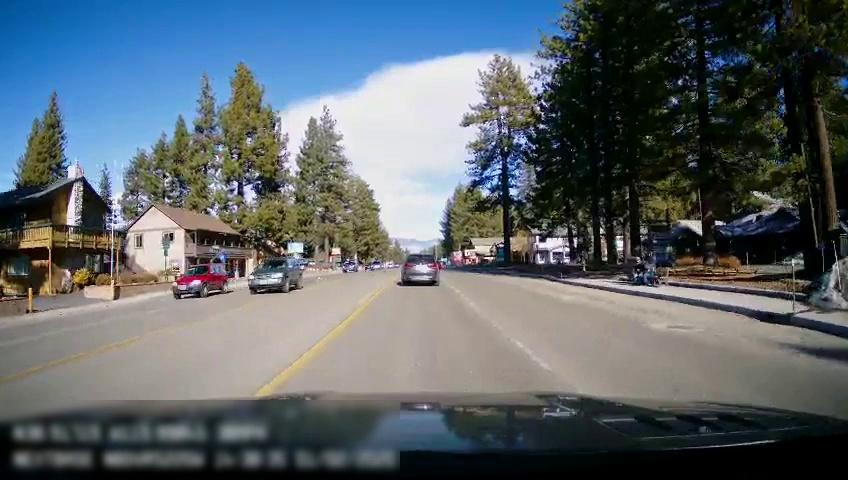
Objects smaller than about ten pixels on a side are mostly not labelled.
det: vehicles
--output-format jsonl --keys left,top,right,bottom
{"left": 172, "top": 263, "right": 229, "bottom": 301}
{"left": 402, "top": 253, "right": 439, "bottom": 286}
{"left": 369, "top": 261, "right": 384, "bottom": 272}
{"left": 248, "top": 257, "right": 304, "bottom": 295}
{"left": 342, "top": 261, "right": 359, "bottom": 274}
